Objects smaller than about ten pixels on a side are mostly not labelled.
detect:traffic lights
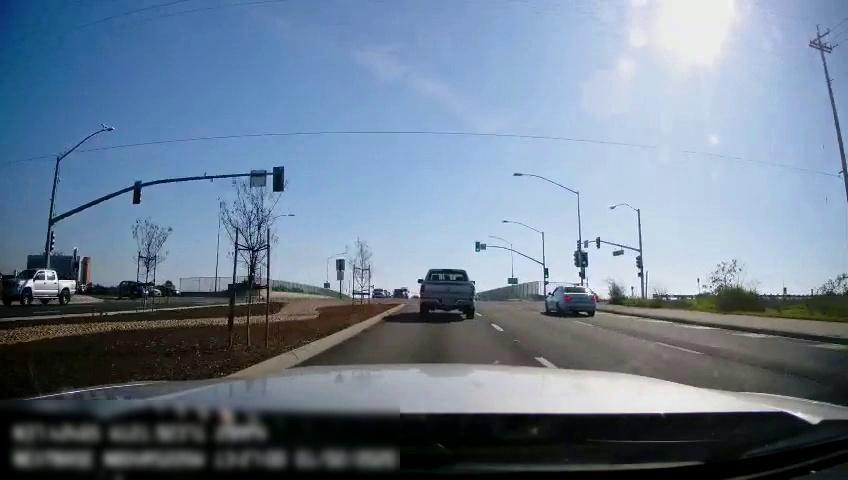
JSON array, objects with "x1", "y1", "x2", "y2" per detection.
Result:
[
  {"x1": 595, "y1": 236, "x2": 601, "y2": 249},
  {"x1": 272, "y1": 166, "x2": 286, "y2": 192},
  {"x1": 573, "y1": 251, "x2": 581, "y2": 267},
  {"x1": 132, "y1": 180, "x2": 142, "y2": 205},
  {"x1": 580, "y1": 251, "x2": 588, "y2": 268},
  {"x1": 635, "y1": 255, "x2": 641, "y2": 269},
  {"x1": 46, "y1": 230, "x2": 55, "y2": 251},
  {"x1": 575, "y1": 239, "x2": 582, "y2": 253},
  {"x1": 543, "y1": 268, "x2": 549, "y2": 279},
  {"x1": 475, "y1": 241, "x2": 481, "y2": 253}
]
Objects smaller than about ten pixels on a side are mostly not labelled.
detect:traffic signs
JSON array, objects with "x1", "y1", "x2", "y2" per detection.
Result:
[
  {"x1": 507, "y1": 277, "x2": 518, "y2": 285},
  {"x1": 612, "y1": 249, "x2": 625, "y2": 257}
]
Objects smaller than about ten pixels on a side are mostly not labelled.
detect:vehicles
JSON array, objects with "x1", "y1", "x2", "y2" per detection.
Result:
[
  {"x1": 417, "y1": 268, "x2": 476, "y2": 321},
  {"x1": 140, "y1": 282, "x2": 162, "y2": 298},
  {"x1": 0, "y1": 269, "x2": 76, "y2": 306},
  {"x1": 544, "y1": 286, "x2": 596, "y2": 318},
  {"x1": 115, "y1": 280, "x2": 150, "y2": 299},
  {"x1": 156, "y1": 285, "x2": 181, "y2": 298},
  {"x1": 392, "y1": 288, "x2": 405, "y2": 299},
  {"x1": 371, "y1": 288, "x2": 387, "y2": 299}
]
